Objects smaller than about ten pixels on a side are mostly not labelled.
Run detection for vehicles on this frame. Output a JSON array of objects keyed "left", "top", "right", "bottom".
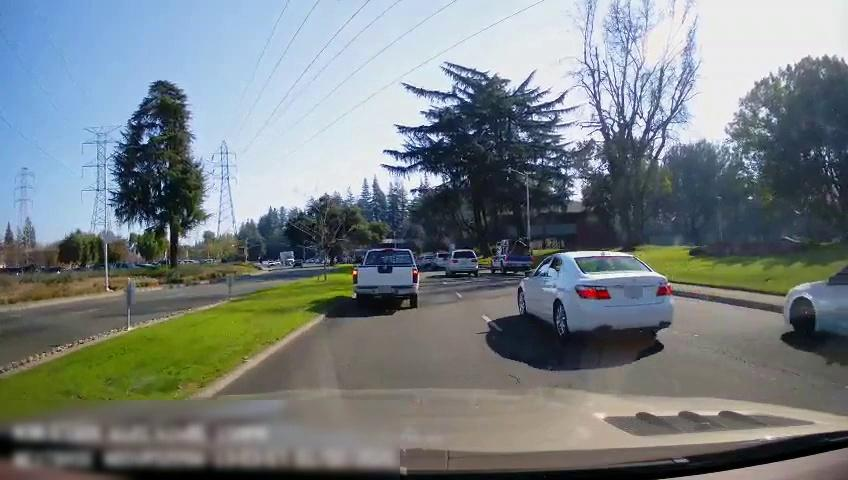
[
  {"left": 292, "top": 259, "right": 303, "bottom": 268},
  {"left": 516, "top": 250, "right": 675, "bottom": 340},
  {"left": 421, "top": 254, "right": 434, "bottom": 268},
  {"left": 446, "top": 249, "right": 480, "bottom": 277},
  {"left": 782, "top": 260, "right": 848, "bottom": 342},
  {"left": 279, "top": 250, "right": 295, "bottom": 266},
  {"left": 351, "top": 247, "right": 420, "bottom": 310},
  {"left": 432, "top": 251, "right": 452, "bottom": 269},
  {"left": 489, "top": 236, "right": 538, "bottom": 275}
]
